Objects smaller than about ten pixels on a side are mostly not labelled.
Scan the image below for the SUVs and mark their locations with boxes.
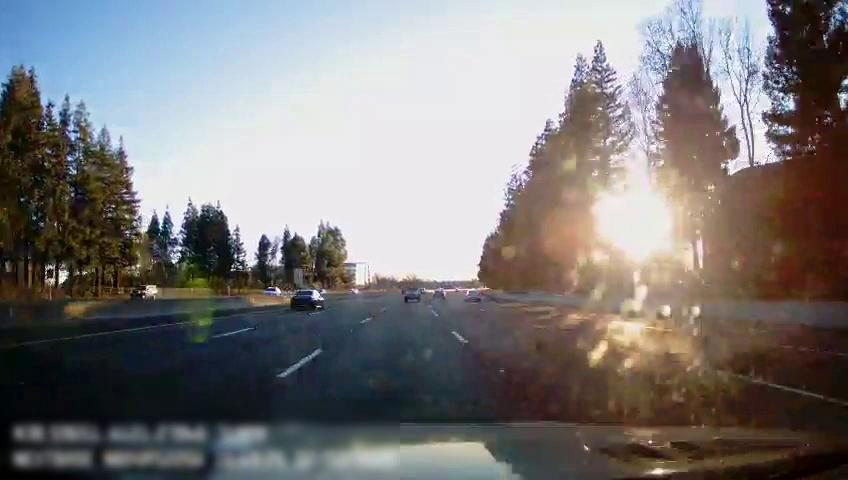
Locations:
[263,286,282,297]
[128,284,159,301]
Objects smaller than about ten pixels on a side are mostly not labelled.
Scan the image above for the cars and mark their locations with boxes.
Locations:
[464,289,481,302]
[290,289,325,311]
[433,289,445,299]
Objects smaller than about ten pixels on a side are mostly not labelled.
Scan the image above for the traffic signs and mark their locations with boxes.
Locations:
[294,269,303,284]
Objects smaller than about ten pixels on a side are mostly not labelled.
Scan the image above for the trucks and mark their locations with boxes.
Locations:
[404,288,421,302]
